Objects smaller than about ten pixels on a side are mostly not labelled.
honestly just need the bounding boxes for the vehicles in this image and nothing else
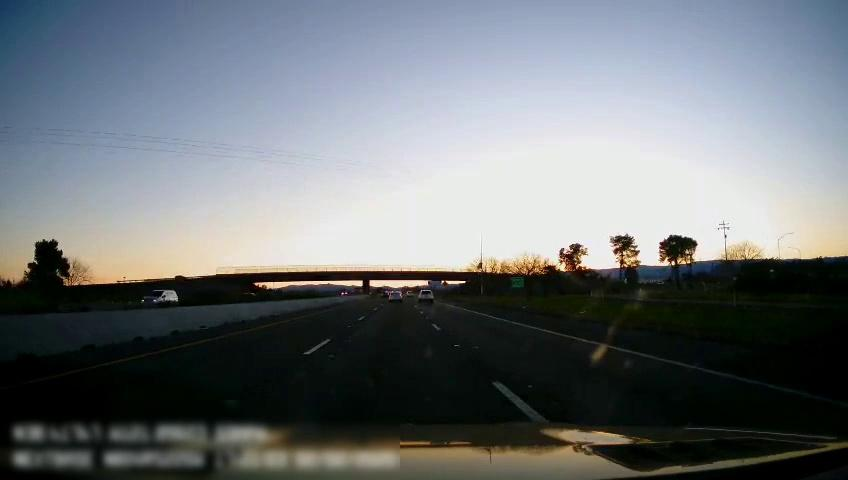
[140,289,179,305]
[417,289,434,303]
[388,290,404,302]
[340,289,351,297]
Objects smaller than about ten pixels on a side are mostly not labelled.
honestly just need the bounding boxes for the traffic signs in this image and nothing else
[511,277,525,289]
